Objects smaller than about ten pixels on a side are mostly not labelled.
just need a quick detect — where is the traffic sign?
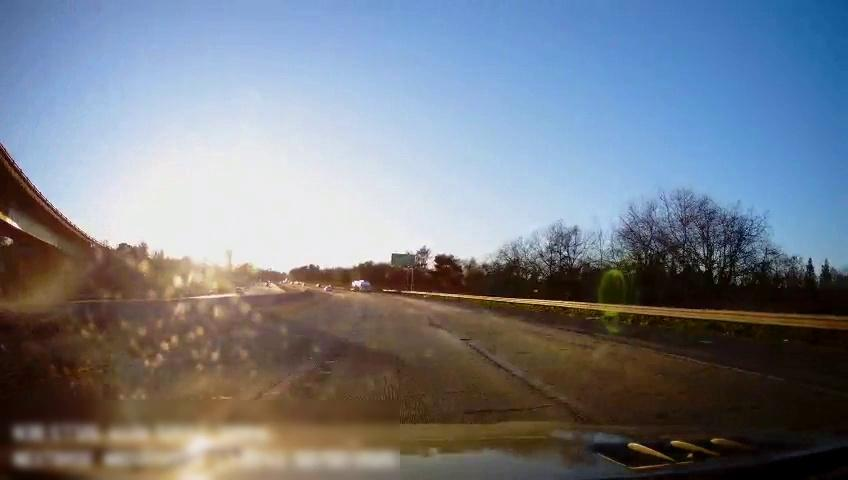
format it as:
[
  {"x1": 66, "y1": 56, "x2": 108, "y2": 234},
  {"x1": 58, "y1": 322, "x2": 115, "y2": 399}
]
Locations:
[{"x1": 391, "y1": 252, "x2": 416, "y2": 266}]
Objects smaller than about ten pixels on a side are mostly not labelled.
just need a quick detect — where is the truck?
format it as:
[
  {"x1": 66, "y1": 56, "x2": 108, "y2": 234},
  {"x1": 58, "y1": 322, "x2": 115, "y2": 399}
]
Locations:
[{"x1": 353, "y1": 282, "x2": 373, "y2": 294}]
